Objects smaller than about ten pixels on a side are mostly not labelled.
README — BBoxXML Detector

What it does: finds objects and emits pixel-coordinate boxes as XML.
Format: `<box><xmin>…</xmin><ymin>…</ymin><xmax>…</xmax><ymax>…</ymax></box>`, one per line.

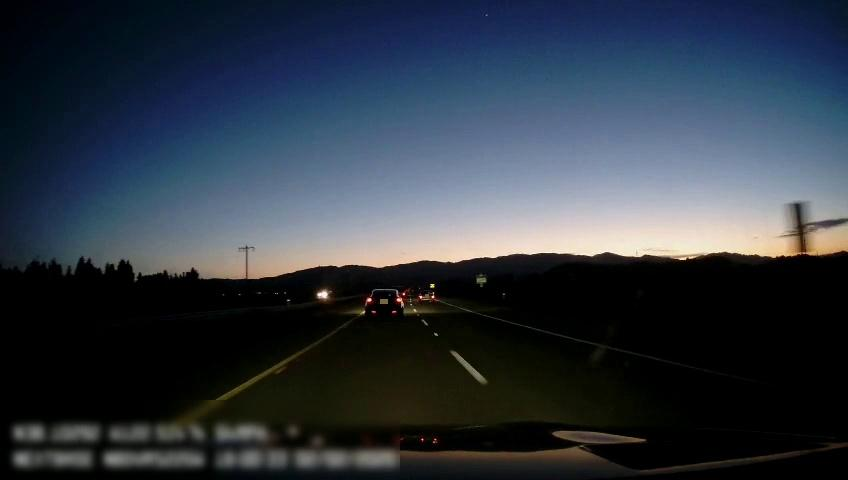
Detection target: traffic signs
<box><xmin>475</xmin><ymin>274</ymin><xmax>487</xmax><ymax>285</ymax></box>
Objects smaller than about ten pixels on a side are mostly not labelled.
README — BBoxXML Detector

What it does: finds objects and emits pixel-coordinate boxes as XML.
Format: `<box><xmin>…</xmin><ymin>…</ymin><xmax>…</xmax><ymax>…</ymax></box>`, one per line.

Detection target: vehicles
<box><xmin>365</xmin><ymin>288</ymin><xmax>404</xmax><ymax>317</ymax></box>
<box><xmin>314</xmin><ymin>289</ymin><xmax>329</xmax><ymax>300</ymax></box>
<box><xmin>418</xmin><ymin>290</ymin><xmax>433</xmax><ymax>302</ymax></box>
